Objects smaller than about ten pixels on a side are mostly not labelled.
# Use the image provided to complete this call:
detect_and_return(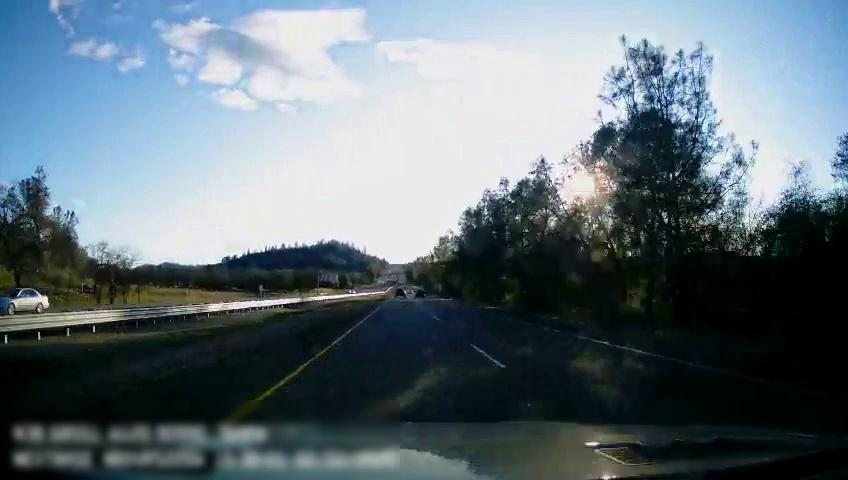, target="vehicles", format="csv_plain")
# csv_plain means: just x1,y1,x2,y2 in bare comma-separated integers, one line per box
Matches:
414,288,426,299
394,288,406,298
0,288,49,316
